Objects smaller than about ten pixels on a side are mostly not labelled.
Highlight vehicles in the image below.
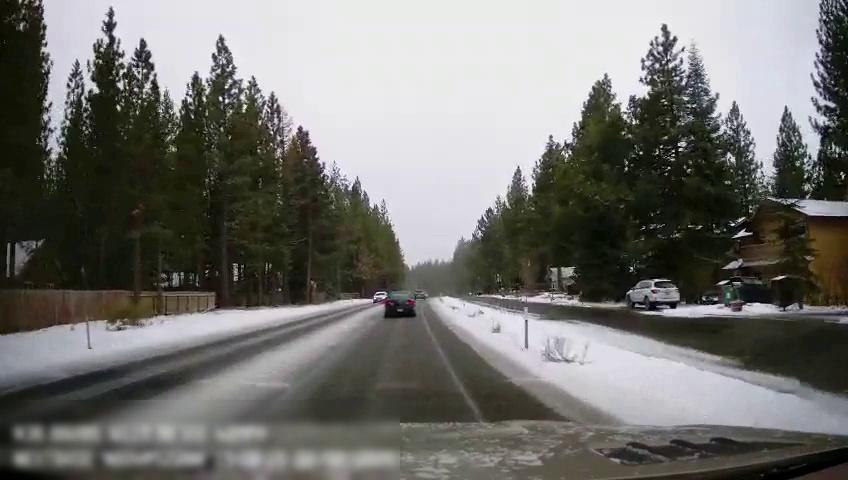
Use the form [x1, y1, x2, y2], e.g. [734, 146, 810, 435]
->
[413, 289, 426, 300]
[384, 290, 416, 319]
[373, 291, 388, 304]
[625, 279, 681, 312]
